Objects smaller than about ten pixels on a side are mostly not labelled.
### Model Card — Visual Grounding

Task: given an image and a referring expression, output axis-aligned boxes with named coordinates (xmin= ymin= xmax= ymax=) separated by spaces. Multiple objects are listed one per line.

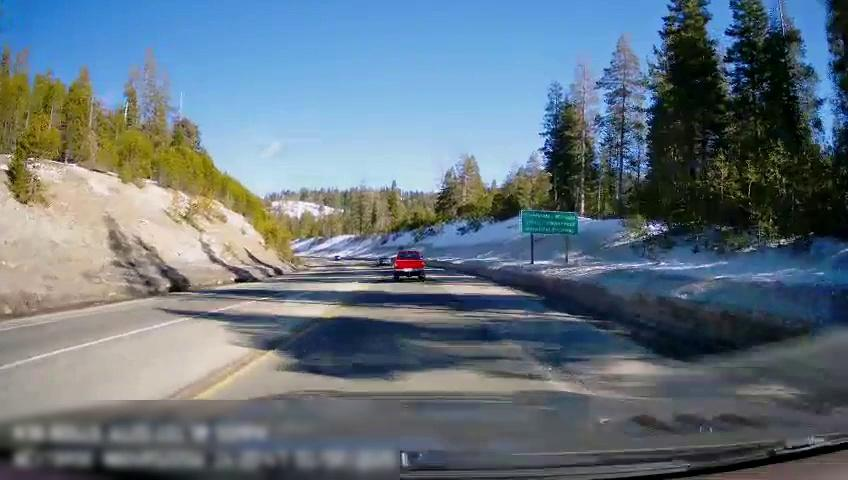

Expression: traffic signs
xmin=519 ymin=207 xmax=580 ymax=235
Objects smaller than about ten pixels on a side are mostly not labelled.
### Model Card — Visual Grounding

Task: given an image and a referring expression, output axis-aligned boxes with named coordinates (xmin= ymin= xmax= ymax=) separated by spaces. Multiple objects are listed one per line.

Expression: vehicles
xmin=392 ymin=249 xmax=427 ymax=282
xmin=374 ymin=256 xmax=393 ymax=267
